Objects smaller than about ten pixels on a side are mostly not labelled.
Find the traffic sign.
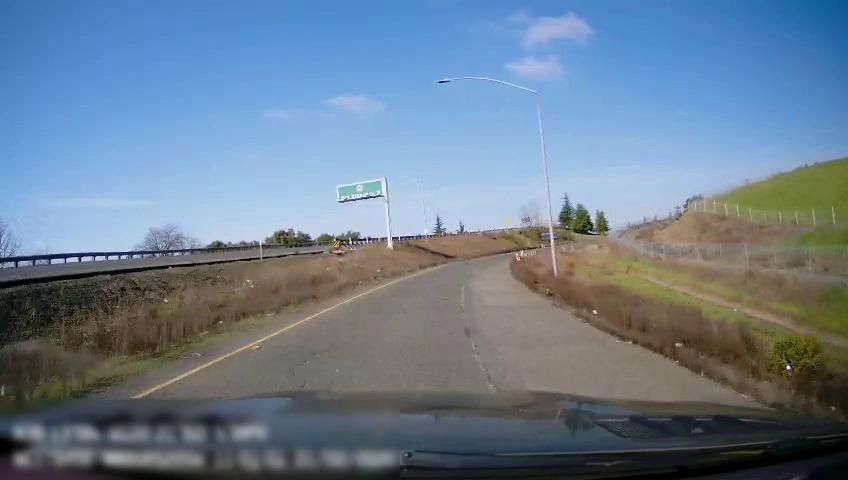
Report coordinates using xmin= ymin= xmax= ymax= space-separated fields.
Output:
xmin=335 ymin=177 xmax=385 ymax=203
